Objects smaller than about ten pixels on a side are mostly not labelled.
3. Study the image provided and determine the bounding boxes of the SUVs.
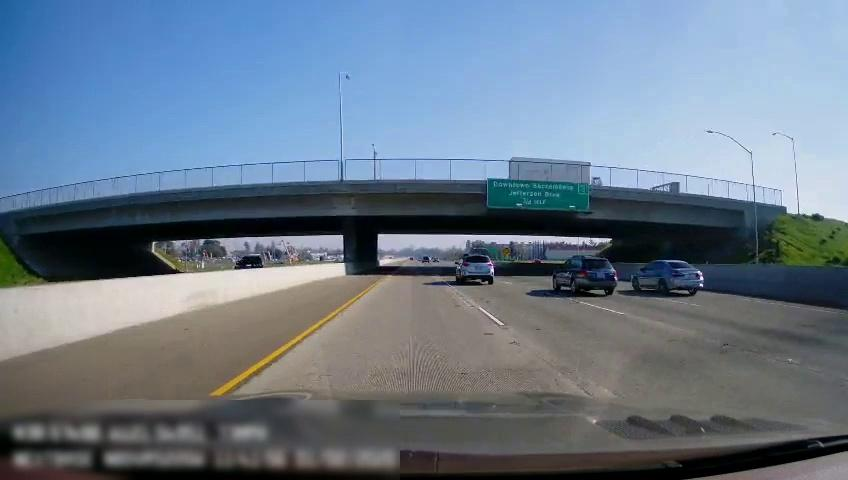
[552,255,618,296]
[454,253,495,285]
[234,255,264,269]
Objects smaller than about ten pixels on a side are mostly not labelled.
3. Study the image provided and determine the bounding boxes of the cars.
[631,259,704,297]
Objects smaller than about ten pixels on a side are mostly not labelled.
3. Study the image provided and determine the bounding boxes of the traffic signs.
[486,177,591,212]
[487,246,498,256]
